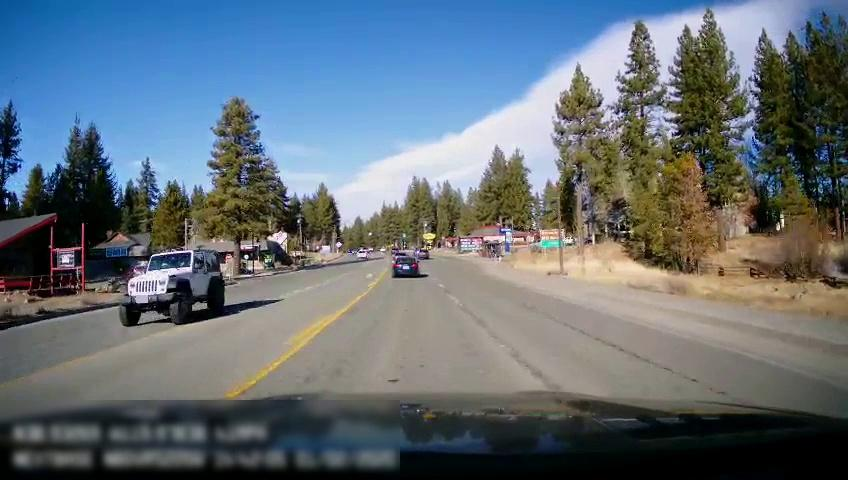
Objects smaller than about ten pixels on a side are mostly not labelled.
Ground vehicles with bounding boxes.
[416,249,429,260]
[392,255,420,278]
[356,249,369,260]
[395,251,406,256]
[120,251,226,327]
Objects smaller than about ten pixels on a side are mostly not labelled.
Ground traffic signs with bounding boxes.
[540,230,562,248]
